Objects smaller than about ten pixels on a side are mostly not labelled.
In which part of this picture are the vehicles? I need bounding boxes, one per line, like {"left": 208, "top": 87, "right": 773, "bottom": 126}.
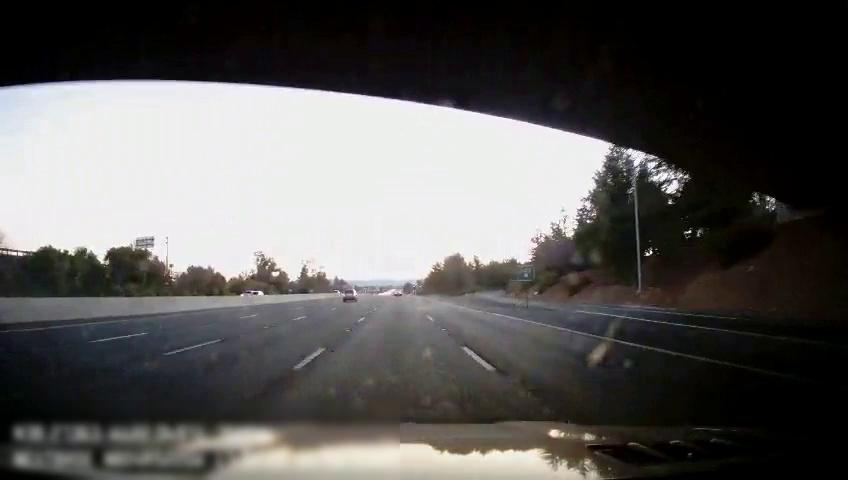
{"left": 240, "top": 291, "right": 254, "bottom": 297}
{"left": 249, "top": 291, "right": 264, "bottom": 297}
{"left": 342, "top": 288, "right": 358, "bottom": 302}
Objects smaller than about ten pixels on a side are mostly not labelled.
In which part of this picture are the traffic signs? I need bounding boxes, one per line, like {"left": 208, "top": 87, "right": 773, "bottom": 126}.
{"left": 517, "top": 265, "right": 535, "bottom": 282}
